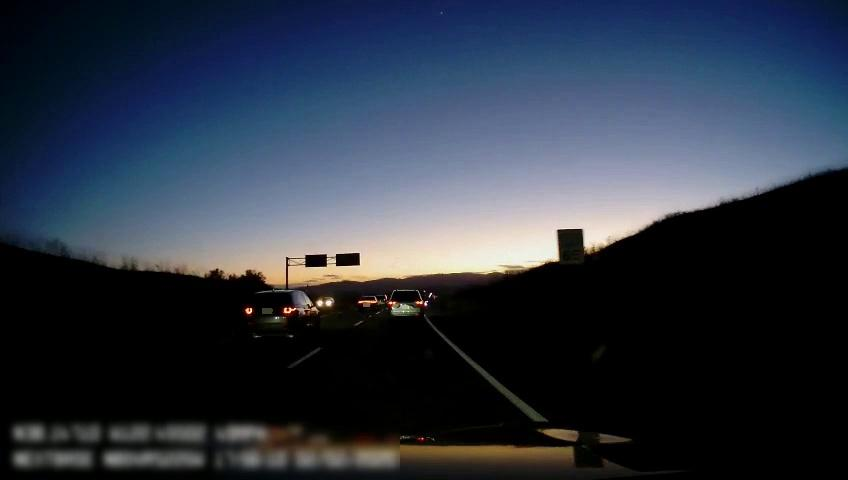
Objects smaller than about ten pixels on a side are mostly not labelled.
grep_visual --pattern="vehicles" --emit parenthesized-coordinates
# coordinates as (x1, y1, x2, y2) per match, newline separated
(242, 289, 320, 346)
(376, 294, 389, 308)
(357, 295, 381, 312)
(316, 296, 336, 308)
(388, 289, 425, 324)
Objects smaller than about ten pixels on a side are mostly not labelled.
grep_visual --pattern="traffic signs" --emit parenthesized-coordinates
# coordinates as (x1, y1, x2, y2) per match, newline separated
(556, 228, 585, 265)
